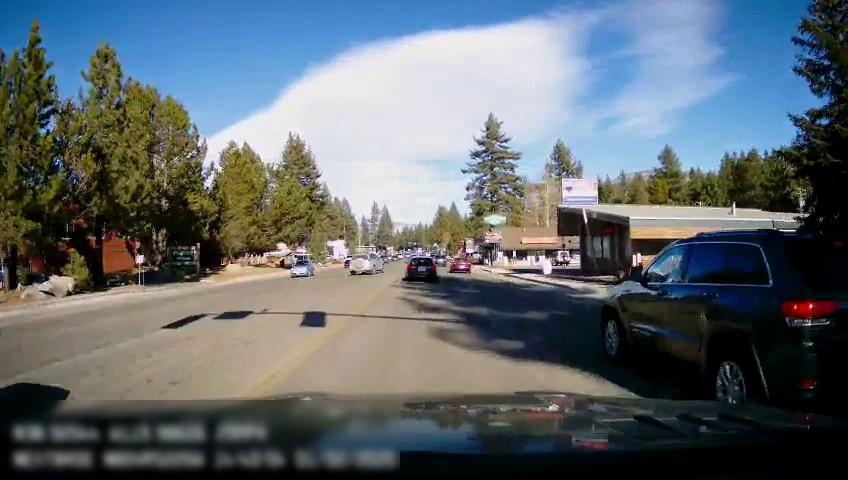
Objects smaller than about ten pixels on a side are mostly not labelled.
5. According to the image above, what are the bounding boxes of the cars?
[291,260,315,278]
[450,257,471,273]
[406,256,435,282]
[435,255,447,266]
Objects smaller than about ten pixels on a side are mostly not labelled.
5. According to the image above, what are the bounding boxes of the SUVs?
[349,256,385,274]
[552,250,570,266]
[599,229,848,417]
